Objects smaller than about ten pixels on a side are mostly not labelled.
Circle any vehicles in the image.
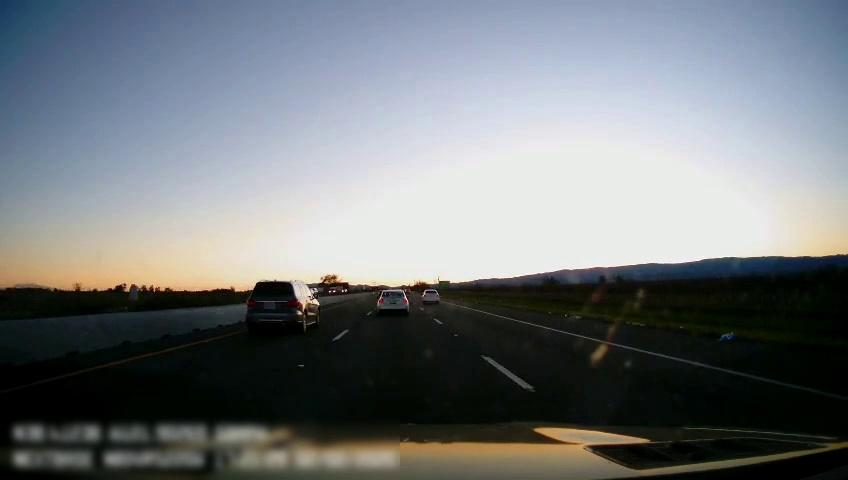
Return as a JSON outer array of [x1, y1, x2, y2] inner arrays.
[[377, 290, 410, 315], [327, 286, 343, 296], [244, 278, 322, 337], [420, 289, 440, 304]]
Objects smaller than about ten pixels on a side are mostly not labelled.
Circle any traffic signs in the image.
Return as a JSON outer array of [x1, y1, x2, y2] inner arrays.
[[439, 281, 450, 290]]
